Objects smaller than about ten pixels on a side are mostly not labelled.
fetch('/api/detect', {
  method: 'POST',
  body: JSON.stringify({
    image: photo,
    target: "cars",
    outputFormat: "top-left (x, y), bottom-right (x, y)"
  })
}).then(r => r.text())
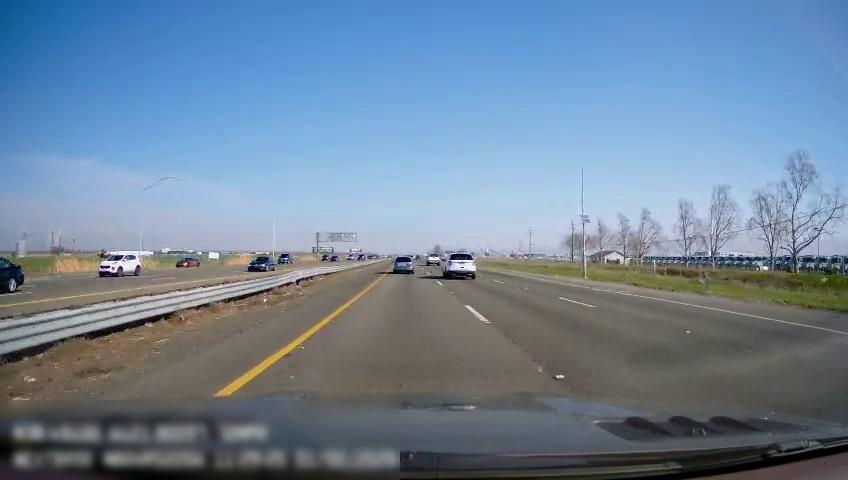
top-left (248, 257), bottom-right (279, 273)
top-left (0, 256), bottom-right (24, 293)
top-left (176, 257), bottom-right (201, 269)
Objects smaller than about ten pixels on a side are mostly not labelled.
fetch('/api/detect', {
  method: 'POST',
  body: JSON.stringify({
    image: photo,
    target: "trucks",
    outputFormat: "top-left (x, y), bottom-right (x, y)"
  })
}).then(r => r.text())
top-left (426, 253), bottom-right (441, 267)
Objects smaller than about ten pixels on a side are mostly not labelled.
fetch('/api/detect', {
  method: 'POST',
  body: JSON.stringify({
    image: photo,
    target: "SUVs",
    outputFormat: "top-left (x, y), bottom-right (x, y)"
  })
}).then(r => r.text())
top-left (441, 253), bottom-right (476, 279)
top-left (394, 256), bottom-right (416, 275)
top-left (278, 253), bottom-right (294, 264)
top-left (97, 253), bottom-right (143, 278)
